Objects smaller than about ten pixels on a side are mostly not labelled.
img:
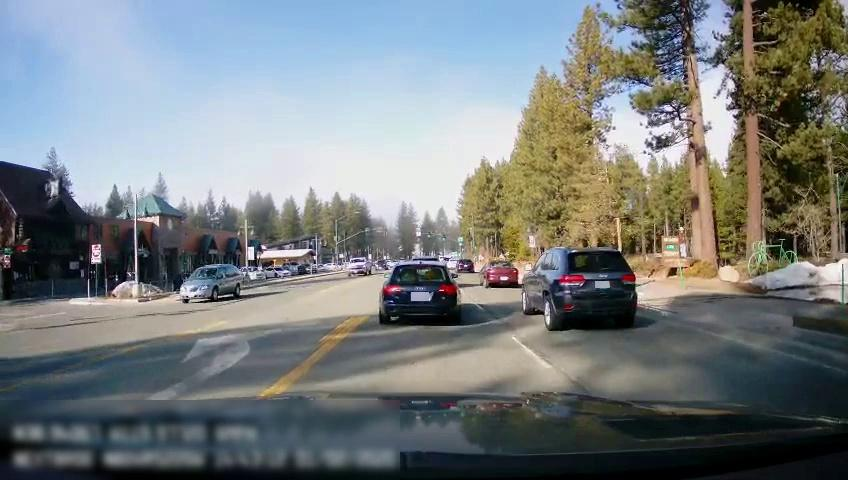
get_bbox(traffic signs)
[89,243,103,265]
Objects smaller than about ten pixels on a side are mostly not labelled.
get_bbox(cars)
[454,256,475,273]
[263,265,290,279]
[380,263,458,325]
[480,260,519,288]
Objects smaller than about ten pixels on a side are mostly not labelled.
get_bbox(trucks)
[345,256,372,277]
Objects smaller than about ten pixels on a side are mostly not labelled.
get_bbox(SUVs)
[519,249,639,331]
[239,265,264,280]
[179,265,243,304]
[409,255,441,264]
